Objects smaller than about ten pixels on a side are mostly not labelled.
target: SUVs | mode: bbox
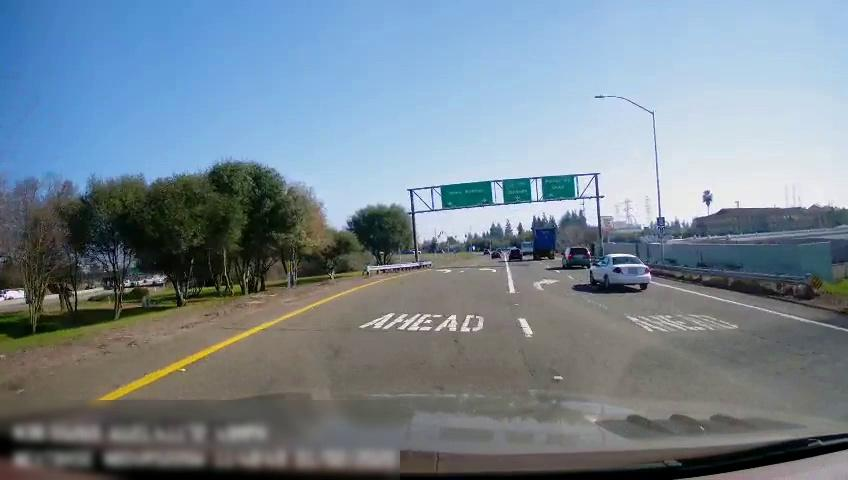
[561,246,592,269]
[507,248,523,262]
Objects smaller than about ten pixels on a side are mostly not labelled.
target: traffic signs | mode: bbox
[501,177,533,203]
[541,174,576,201]
[439,179,494,209]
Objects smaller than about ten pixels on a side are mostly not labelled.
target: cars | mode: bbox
[589,253,651,292]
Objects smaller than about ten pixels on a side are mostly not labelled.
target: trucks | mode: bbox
[521,240,534,256]
[532,227,561,261]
